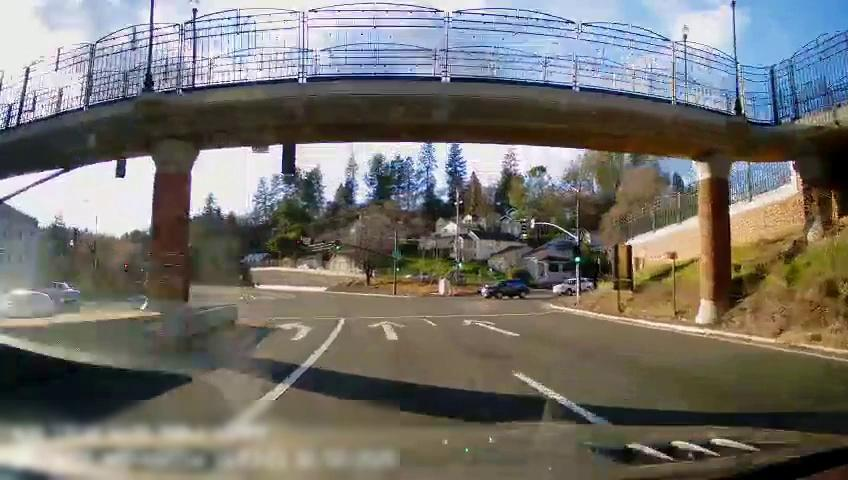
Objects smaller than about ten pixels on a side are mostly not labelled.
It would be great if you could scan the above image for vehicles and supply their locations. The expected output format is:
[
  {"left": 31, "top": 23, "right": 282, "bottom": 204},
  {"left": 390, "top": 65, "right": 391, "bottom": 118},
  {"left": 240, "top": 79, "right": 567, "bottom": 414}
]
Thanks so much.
[
  {"left": 39, "top": 280, "right": 81, "bottom": 302},
  {"left": 480, "top": 278, "right": 530, "bottom": 300},
  {"left": 0, "top": 290, "right": 55, "bottom": 319},
  {"left": 404, "top": 270, "right": 430, "bottom": 283},
  {"left": 552, "top": 277, "right": 594, "bottom": 296}
]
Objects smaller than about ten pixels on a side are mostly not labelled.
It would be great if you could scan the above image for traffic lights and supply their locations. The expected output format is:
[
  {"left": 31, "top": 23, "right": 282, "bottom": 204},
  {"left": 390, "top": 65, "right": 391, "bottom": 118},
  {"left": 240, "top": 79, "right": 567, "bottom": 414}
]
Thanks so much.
[
  {"left": 519, "top": 221, "right": 529, "bottom": 241},
  {"left": 334, "top": 239, "right": 341, "bottom": 251},
  {"left": 572, "top": 245, "right": 583, "bottom": 263},
  {"left": 115, "top": 158, "right": 129, "bottom": 177},
  {"left": 280, "top": 143, "right": 297, "bottom": 177}
]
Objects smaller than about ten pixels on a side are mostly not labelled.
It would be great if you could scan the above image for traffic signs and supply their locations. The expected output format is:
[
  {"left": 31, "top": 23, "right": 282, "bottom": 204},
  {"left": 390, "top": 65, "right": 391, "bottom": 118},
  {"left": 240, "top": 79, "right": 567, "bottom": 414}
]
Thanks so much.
[{"left": 530, "top": 218, "right": 534, "bottom": 229}]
